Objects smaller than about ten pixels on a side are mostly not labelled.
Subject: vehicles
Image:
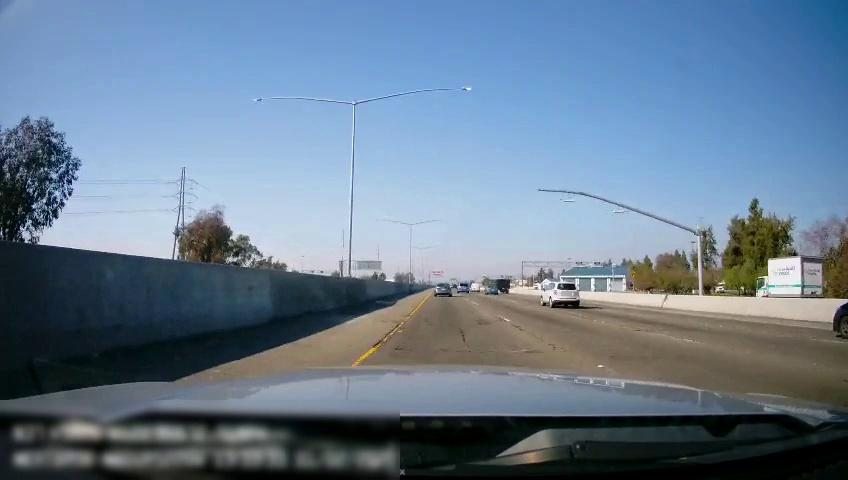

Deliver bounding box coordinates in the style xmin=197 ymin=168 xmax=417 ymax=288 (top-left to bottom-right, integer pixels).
xmin=485 ymin=284 xmax=499 ymax=296
xmin=830 ymin=303 xmax=848 ymax=339
xmin=755 ymin=256 xmax=824 ymax=298
xmin=434 ymin=281 xmax=453 ymax=297
xmin=540 ymin=281 xmax=580 ymax=308
xmin=456 ymin=282 xmax=470 ymax=293
xmin=497 ymin=279 xmax=510 ymax=294
xmin=470 ymin=283 xmax=481 ymax=293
